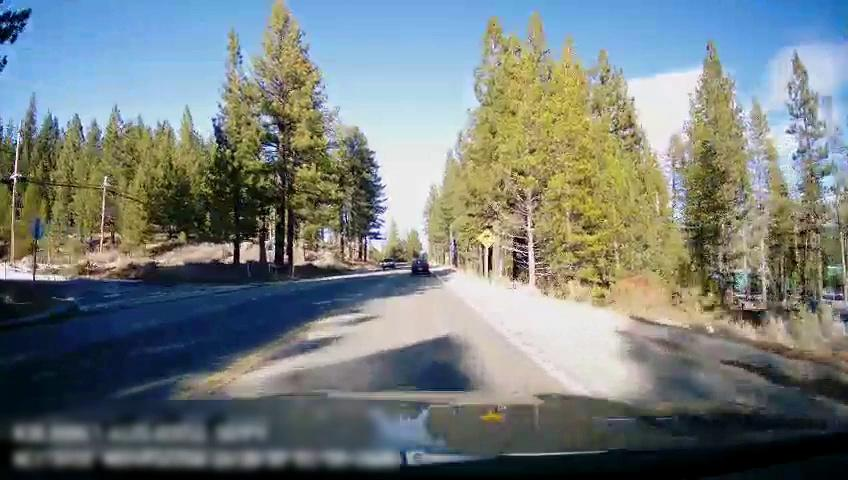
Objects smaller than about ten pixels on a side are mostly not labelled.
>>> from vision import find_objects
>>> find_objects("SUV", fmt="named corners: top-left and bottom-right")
top-left (380, 257), bottom-right (396, 270)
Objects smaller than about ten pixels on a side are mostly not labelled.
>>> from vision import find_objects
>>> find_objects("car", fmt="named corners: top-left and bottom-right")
top-left (411, 258), bottom-right (429, 274)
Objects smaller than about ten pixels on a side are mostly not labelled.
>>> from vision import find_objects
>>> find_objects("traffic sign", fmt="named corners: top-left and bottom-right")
top-left (476, 228), bottom-right (499, 250)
